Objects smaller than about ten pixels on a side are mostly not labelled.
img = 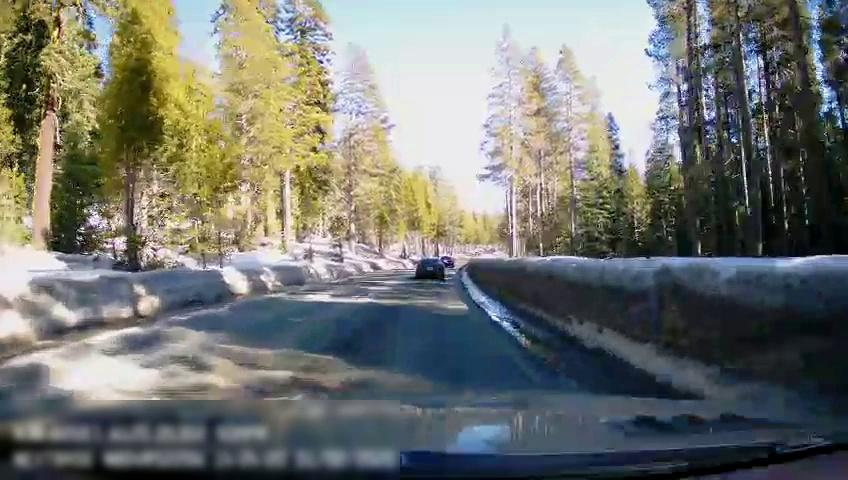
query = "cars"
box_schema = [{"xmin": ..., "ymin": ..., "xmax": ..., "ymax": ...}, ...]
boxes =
[
  {"xmin": 438, "ymin": 255, "xmax": 455, "ymax": 268},
  {"xmin": 414, "ymin": 256, "xmax": 445, "ymax": 281}
]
